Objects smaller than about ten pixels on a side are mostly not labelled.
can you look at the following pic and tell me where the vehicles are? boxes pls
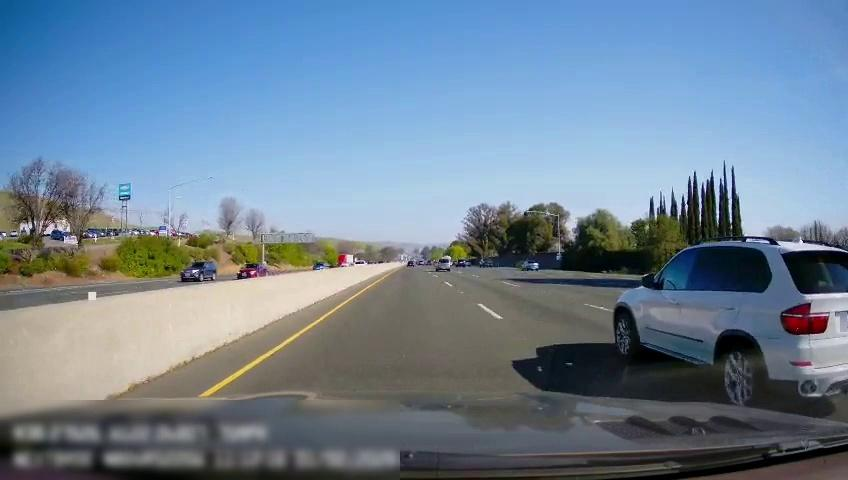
[434,258,451,271]
[455,258,467,268]
[520,259,539,272]
[479,257,493,266]
[613,240,848,405]
[337,254,354,266]
[236,263,269,280]
[312,262,329,271]
[354,259,369,265]
[180,260,217,283]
